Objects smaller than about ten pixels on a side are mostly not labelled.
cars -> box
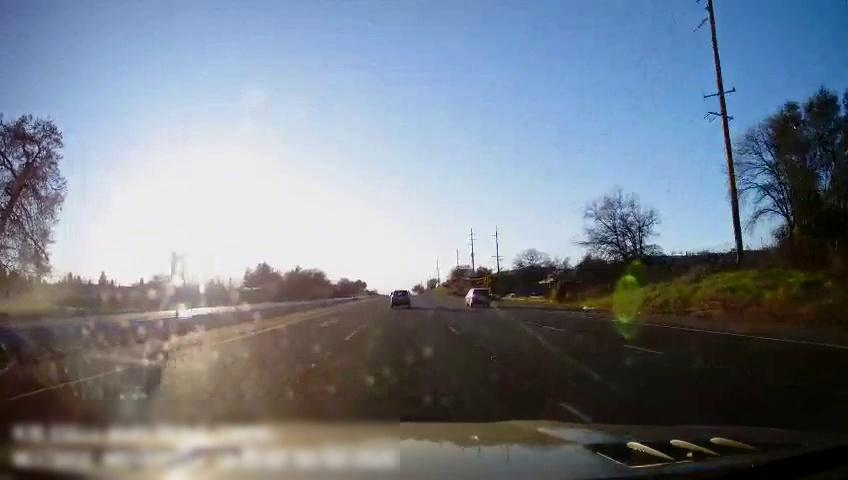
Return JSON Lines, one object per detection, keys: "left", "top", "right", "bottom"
{"left": 390, "top": 289, "right": 411, "bottom": 309}
{"left": 465, "top": 288, "right": 492, "bottom": 309}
